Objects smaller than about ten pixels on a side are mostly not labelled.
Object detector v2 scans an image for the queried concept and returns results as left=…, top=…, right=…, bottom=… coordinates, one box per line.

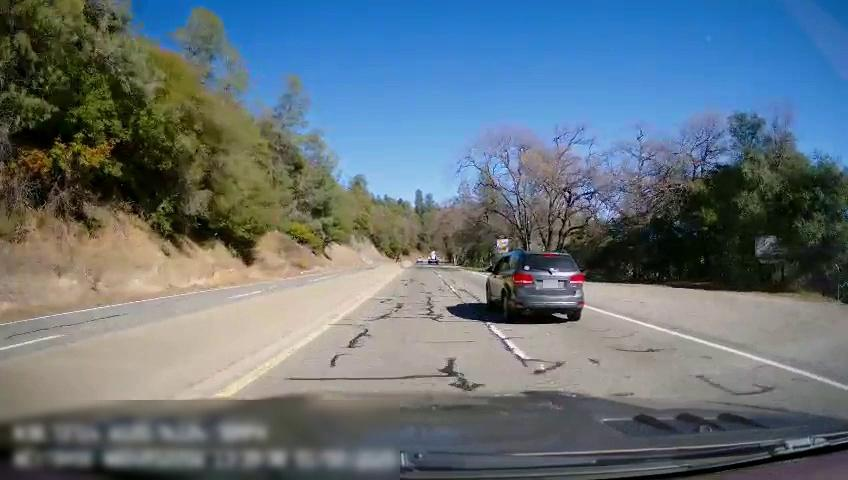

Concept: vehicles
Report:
left=427, top=250, right=439, bottom=265
left=485, top=249, right=586, bottom=323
